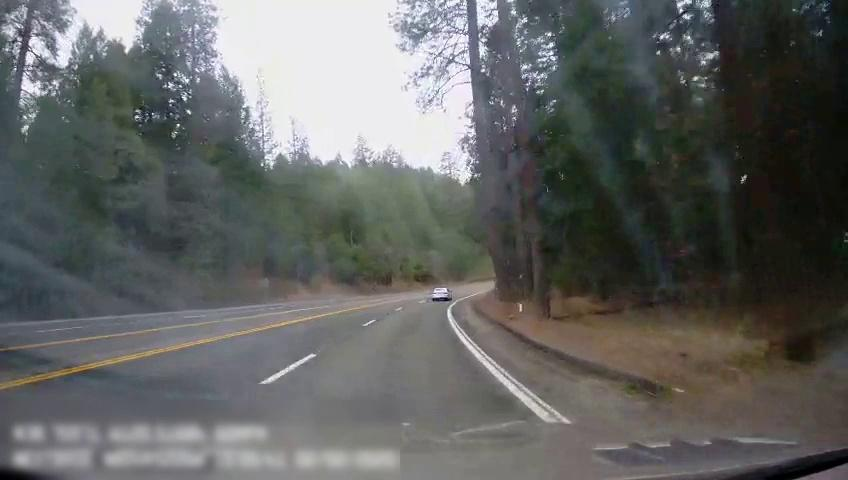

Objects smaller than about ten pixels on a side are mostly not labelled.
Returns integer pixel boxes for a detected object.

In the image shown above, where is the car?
[431,287,452,302]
